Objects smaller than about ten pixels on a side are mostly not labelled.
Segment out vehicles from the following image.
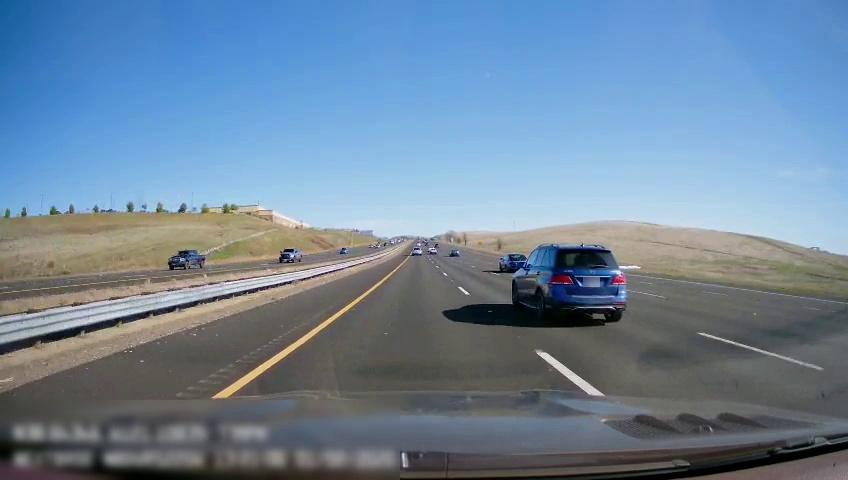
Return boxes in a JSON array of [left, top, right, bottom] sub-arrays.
[[449, 248, 460, 257], [412, 246, 422, 256], [511, 244, 626, 323], [499, 253, 527, 272], [279, 248, 302, 262], [339, 247, 349, 255], [168, 249, 206, 271]]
